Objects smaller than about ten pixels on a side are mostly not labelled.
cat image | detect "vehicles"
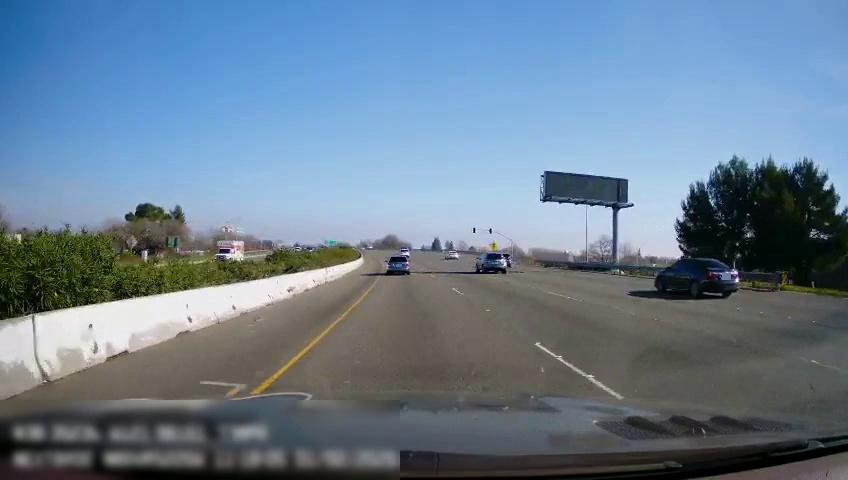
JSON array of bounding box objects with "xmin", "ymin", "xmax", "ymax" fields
[
  {"xmin": 654, "ymin": 256, "xmax": 741, "ymax": 297},
  {"xmin": 502, "ymin": 253, "xmax": 512, "ymax": 268},
  {"xmin": 445, "ymin": 250, "xmax": 459, "ymax": 260},
  {"xmin": 475, "ymin": 251, "xmax": 507, "ymax": 275},
  {"xmin": 386, "ymin": 255, "xmax": 410, "ymax": 275},
  {"xmin": 214, "ymin": 240, "xmax": 244, "ymax": 263},
  {"xmin": 400, "ymin": 248, "xmax": 410, "ymax": 258}
]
